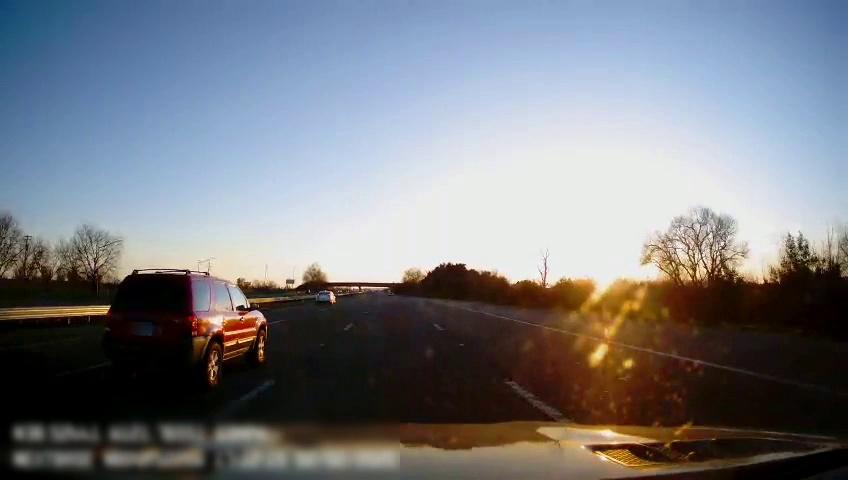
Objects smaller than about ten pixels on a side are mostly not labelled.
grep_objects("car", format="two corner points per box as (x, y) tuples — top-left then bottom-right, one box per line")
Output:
(316, 290), (336, 304)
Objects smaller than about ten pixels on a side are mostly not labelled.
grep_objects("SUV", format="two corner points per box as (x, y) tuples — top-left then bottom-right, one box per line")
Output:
(102, 268), (270, 390)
